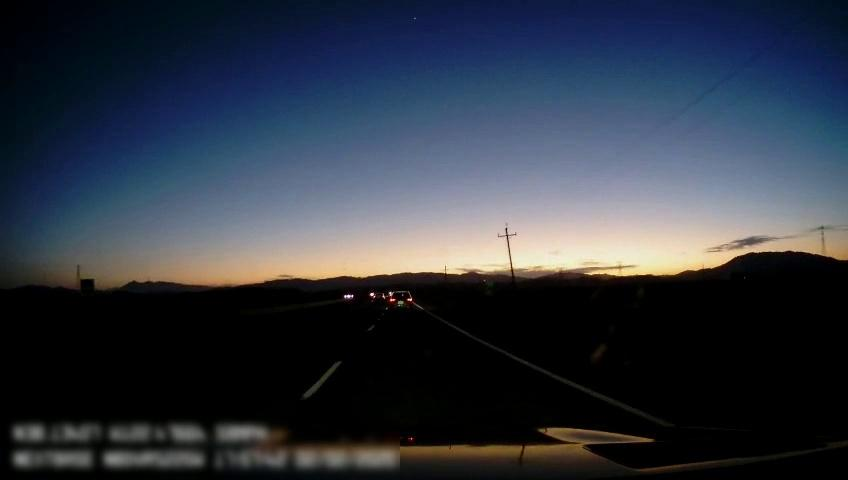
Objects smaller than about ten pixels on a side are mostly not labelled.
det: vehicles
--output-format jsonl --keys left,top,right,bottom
{"left": 389, "top": 290, "right": 413, "bottom": 312}
{"left": 373, "top": 292, "right": 386, "bottom": 303}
